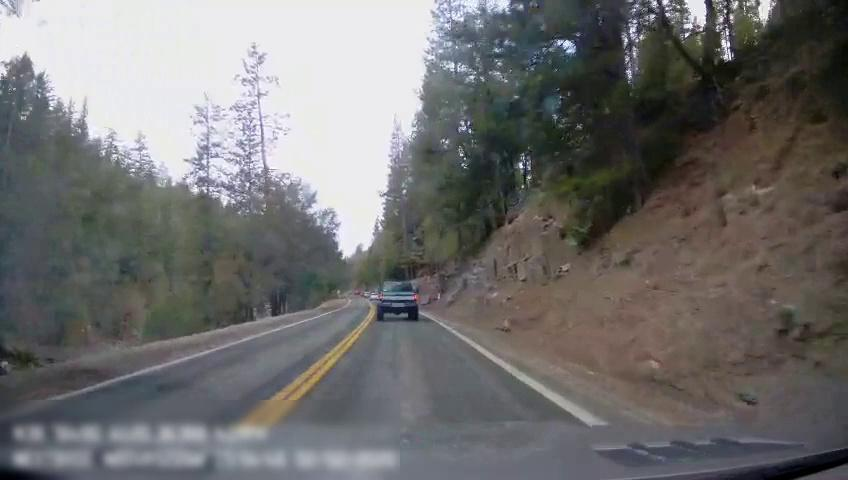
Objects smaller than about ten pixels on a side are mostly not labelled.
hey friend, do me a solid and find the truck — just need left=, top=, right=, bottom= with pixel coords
left=376, top=280, right=419, bottom=323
